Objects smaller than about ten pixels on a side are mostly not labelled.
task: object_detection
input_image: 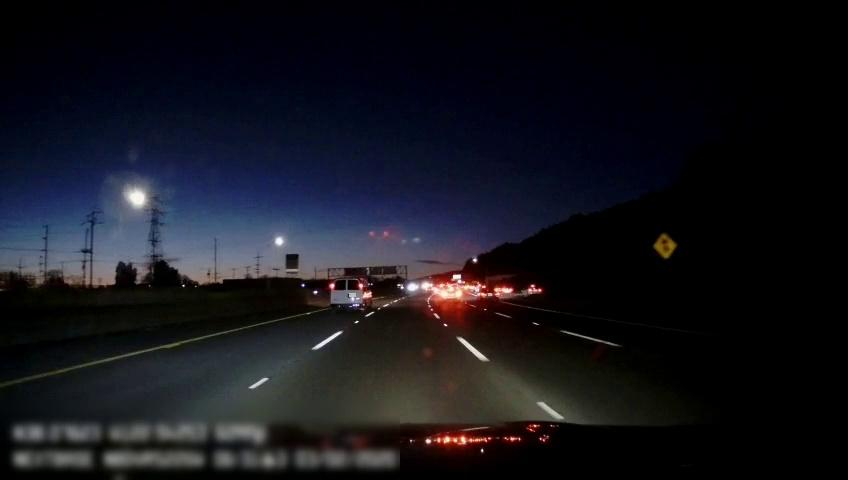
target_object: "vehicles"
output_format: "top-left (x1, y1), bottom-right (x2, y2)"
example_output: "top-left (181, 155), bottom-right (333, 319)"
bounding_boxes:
top-left (330, 277), bottom-right (374, 313)
top-left (519, 283), bottom-right (544, 299)
top-left (443, 288), bottom-right (463, 300)
top-left (476, 287), bottom-right (498, 304)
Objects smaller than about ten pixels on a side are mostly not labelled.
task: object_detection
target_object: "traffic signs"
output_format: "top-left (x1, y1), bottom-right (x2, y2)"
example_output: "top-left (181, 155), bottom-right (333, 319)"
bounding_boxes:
top-left (653, 234), bottom-right (678, 261)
